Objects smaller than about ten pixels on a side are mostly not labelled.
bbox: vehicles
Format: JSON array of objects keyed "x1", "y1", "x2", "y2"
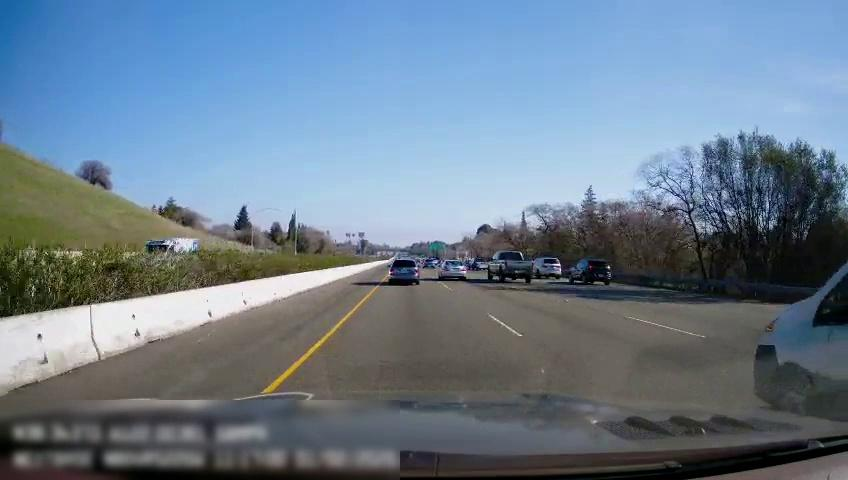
[
  {"x1": 437, "y1": 259, "x2": 467, "y2": 282},
  {"x1": 535, "y1": 256, "x2": 562, "y2": 281},
  {"x1": 143, "y1": 238, "x2": 201, "y2": 257},
  {"x1": 423, "y1": 259, "x2": 435, "y2": 269},
  {"x1": 389, "y1": 259, "x2": 421, "y2": 287},
  {"x1": 468, "y1": 257, "x2": 489, "y2": 271},
  {"x1": 753, "y1": 260, "x2": 848, "y2": 425},
  {"x1": 568, "y1": 256, "x2": 612, "y2": 285},
  {"x1": 488, "y1": 250, "x2": 536, "y2": 283}
]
